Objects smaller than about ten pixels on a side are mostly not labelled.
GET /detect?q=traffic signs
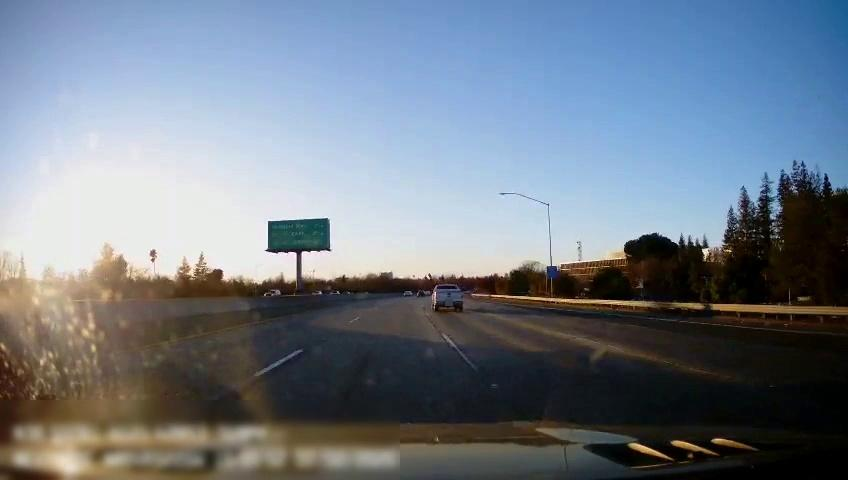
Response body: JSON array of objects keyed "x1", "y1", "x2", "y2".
[{"x1": 268, "y1": 217, "x2": 330, "y2": 251}]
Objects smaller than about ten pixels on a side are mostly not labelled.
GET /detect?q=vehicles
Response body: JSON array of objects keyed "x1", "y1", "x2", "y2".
[
  {"x1": 431, "y1": 284, "x2": 466, "y2": 312},
  {"x1": 404, "y1": 290, "x2": 414, "y2": 298},
  {"x1": 263, "y1": 289, "x2": 282, "y2": 296},
  {"x1": 311, "y1": 290, "x2": 323, "y2": 296},
  {"x1": 416, "y1": 290, "x2": 428, "y2": 299}
]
